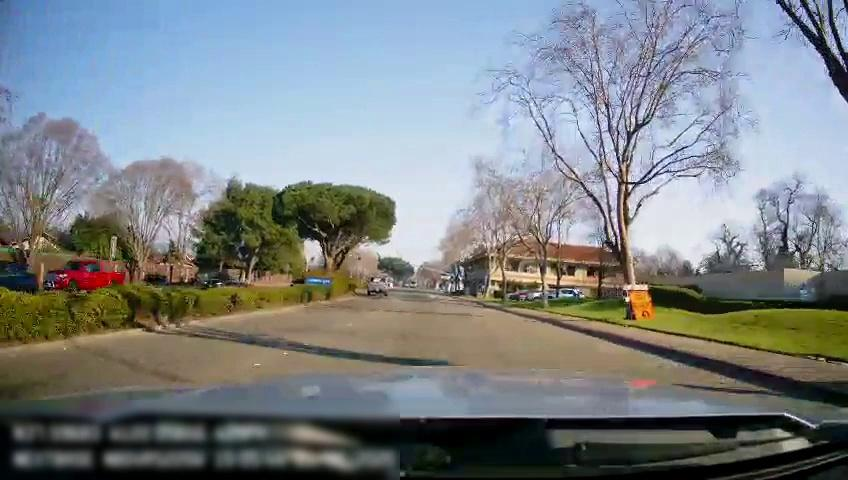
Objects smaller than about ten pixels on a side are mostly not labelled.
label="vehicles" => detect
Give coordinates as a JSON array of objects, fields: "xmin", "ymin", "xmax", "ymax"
[
  {"xmin": 367, "ymin": 277, "xmax": 388, "ymax": 296},
  {"xmin": 200, "ymin": 271, "xmax": 236, "ymax": 290},
  {"xmin": 41, "ymin": 259, "xmax": 126, "ymax": 294},
  {"xmin": 0, "ymin": 261, "xmax": 39, "ymax": 294}
]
